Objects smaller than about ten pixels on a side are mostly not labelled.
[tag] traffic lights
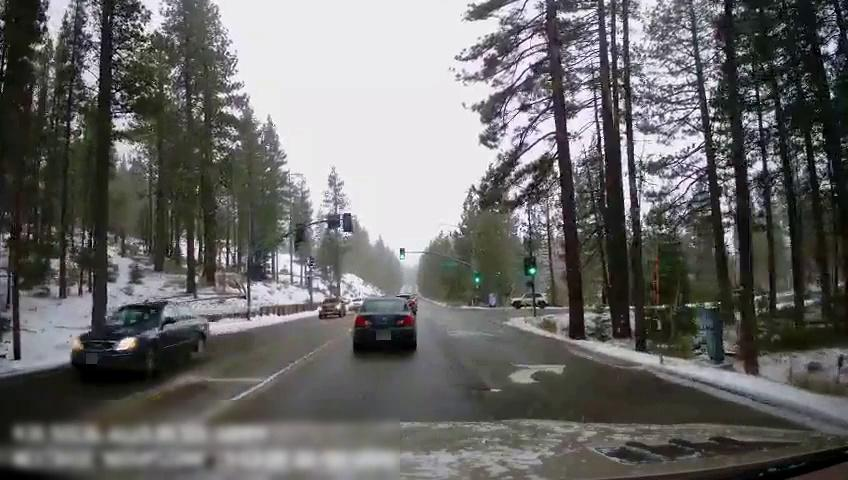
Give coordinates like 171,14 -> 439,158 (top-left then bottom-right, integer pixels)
295,223 -> 304,242
399,247 -> 406,261
254,264 -> 266,282
343,212 -> 354,233
472,271 -> 481,284
523,256 -> 537,280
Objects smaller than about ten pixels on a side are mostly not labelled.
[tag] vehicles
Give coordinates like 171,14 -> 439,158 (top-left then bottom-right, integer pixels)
351,296 -> 417,355
394,294 -> 418,317
69,300 -> 211,381
348,298 -> 365,312
318,298 -> 347,320
510,292 -> 549,310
